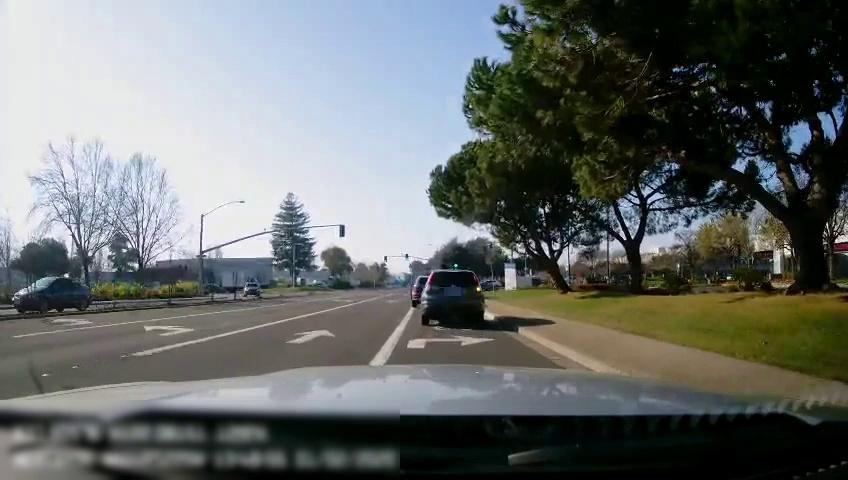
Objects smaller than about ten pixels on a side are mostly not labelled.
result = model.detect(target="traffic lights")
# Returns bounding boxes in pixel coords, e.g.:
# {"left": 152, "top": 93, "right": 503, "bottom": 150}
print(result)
{"left": 339, "top": 224, "right": 345, "bottom": 237}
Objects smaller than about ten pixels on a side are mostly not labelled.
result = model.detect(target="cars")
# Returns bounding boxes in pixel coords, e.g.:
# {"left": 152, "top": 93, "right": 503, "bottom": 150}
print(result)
{"left": 11, "top": 277, "right": 90, "bottom": 314}
{"left": 479, "top": 279, "right": 501, "bottom": 289}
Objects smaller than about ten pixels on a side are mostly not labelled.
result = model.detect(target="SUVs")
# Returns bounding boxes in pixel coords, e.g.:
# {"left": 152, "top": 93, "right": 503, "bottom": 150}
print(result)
{"left": 412, "top": 275, "right": 429, "bottom": 307}
{"left": 421, "top": 270, "right": 484, "bottom": 326}
{"left": 243, "top": 282, "right": 261, "bottom": 296}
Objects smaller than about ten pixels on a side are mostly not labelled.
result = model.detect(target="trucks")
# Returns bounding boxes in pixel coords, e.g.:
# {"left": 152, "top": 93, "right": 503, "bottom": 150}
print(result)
{"left": 223, "top": 272, "right": 256, "bottom": 293}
